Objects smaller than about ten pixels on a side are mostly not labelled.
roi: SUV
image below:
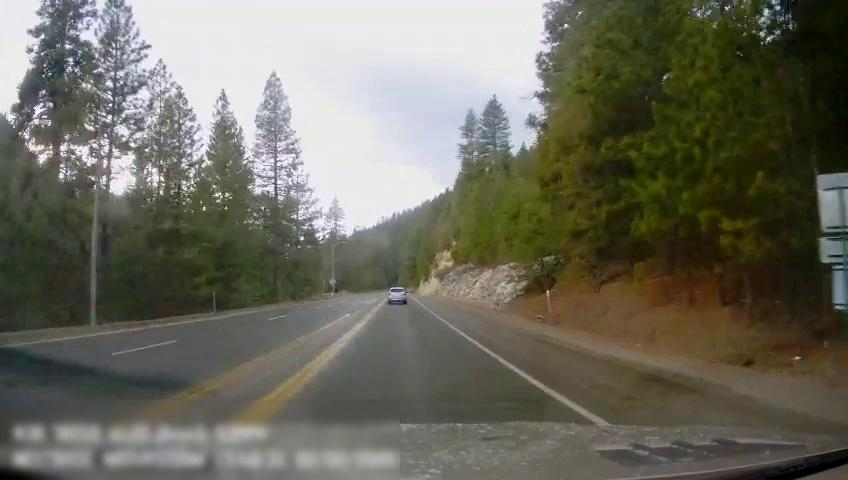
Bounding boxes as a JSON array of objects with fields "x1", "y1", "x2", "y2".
[{"x1": 387, "y1": 286, "x2": 409, "y2": 305}]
